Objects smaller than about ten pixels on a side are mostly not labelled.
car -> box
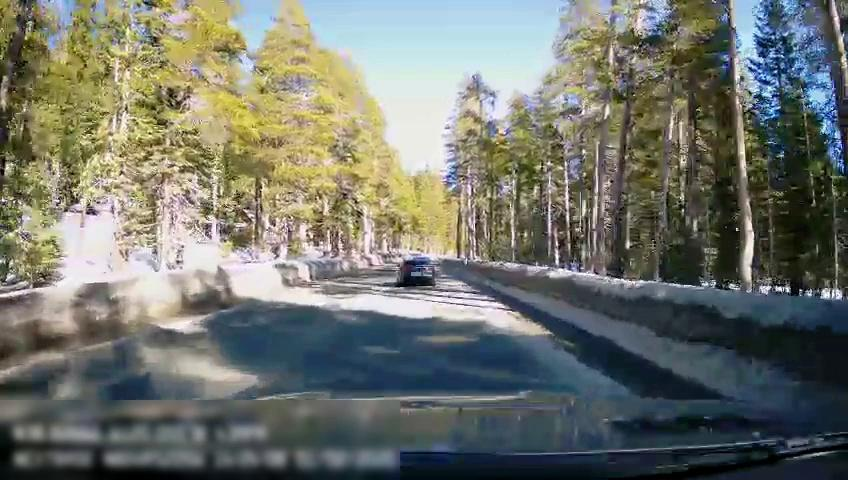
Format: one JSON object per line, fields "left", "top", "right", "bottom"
{"left": 398, "top": 257, "right": 438, "bottom": 288}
